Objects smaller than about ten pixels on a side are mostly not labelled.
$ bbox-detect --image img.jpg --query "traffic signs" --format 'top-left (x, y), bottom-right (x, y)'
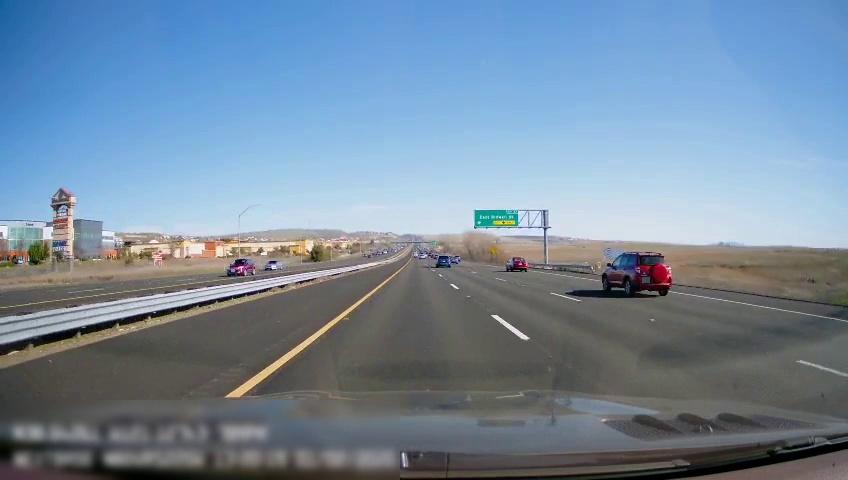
top-left (473, 208), bottom-right (519, 226)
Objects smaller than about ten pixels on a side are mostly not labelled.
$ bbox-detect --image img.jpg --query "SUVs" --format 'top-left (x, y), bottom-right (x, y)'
top-left (600, 252), bottom-right (672, 299)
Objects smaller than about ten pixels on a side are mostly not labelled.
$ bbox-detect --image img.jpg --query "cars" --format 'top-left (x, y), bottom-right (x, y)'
top-left (264, 260), bottom-right (283, 271)
top-left (436, 256), bottom-right (451, 268)
top-left (506, 255), bottom-right (528, 273)
top-left (226, 258), bottom-right (257, 277)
